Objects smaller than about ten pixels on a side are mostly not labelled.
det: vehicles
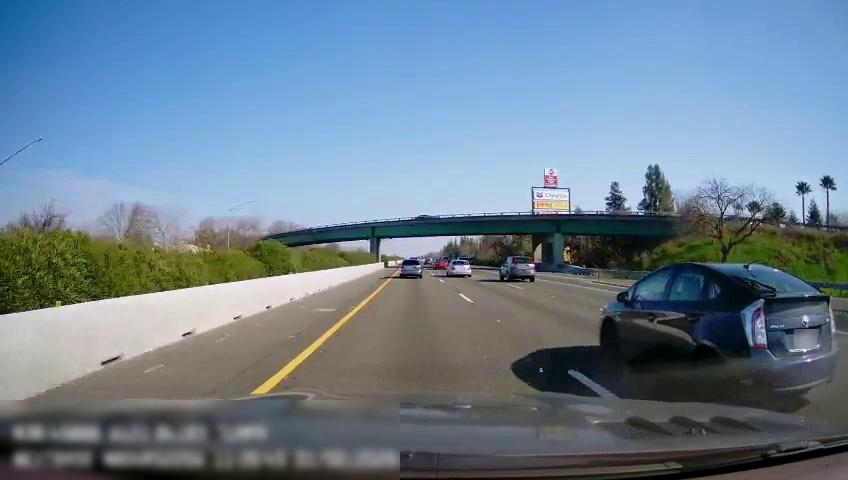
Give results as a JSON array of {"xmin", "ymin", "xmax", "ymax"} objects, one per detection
[
  {"xmin": 499, "ymin": 254, "xmax": 536, "ymax": 284},
  {"xmin": 431, "ymin": 258, "xmax": 448, "ymax": 270},
  {"xmin": 414, "ymin": 213, "xmax": 434, "ymax": 221},
  {"xmin": 446, "ymin": 259, "xmax": 473, "ymax": 278},
  {"xmin": 399, "ymin": 258, "xmax": 423, "ymax": 278},
  {"xmin": 597, "ymin": 261, "xmax": 837, "ymax": 401}
]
